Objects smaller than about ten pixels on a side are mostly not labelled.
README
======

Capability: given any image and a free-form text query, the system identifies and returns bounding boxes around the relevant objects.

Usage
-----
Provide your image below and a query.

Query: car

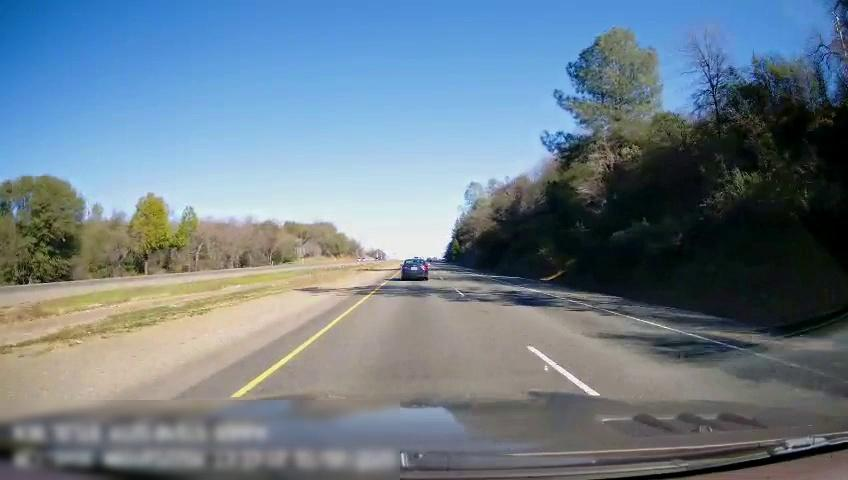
[400,257,428,280]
